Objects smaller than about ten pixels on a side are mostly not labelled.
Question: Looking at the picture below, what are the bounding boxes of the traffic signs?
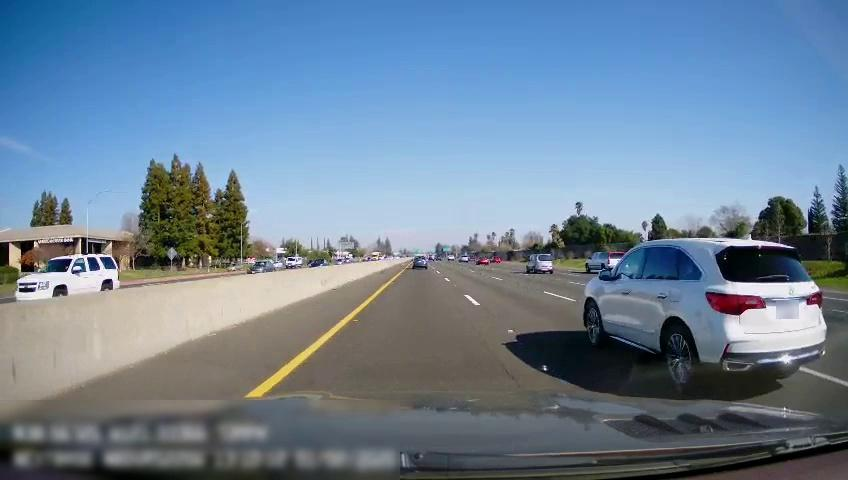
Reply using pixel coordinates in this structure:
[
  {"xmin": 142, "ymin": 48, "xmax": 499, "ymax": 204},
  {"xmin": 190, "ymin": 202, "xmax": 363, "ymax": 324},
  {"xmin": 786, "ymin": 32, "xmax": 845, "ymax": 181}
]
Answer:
[{"xmin": 440, "ymin": 247, "xmax": 453, "ymax": 253}]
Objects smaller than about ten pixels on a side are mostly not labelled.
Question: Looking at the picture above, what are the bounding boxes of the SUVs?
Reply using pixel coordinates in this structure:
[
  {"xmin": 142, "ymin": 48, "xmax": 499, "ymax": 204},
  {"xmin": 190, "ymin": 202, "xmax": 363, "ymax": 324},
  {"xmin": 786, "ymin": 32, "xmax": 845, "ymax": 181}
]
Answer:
[
  {"xmin": 583, "ymin": 251, "xmax": 627, "ymax": 275},
  {"xmin": 14, "ymin": 253, "xmax": 119, "ymax": 302},
  {"xmin": 581, "ymin": 237, "xmax": 829, "ymax": 395},
  {"xmin": 457, "ymin": 255, "xmax": 470, "ymax": 263}
]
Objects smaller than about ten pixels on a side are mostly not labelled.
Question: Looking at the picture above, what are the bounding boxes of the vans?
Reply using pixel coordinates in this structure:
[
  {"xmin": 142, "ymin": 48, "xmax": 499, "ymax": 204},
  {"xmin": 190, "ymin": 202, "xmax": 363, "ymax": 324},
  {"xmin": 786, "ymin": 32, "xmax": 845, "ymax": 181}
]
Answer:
[
  {"xmin": 525, "ymin": 253, "xmax": 555, "ymax": 274},
  {"xmin": 284, "ymin": 257, "xmax": 303, "ymax": 269}
]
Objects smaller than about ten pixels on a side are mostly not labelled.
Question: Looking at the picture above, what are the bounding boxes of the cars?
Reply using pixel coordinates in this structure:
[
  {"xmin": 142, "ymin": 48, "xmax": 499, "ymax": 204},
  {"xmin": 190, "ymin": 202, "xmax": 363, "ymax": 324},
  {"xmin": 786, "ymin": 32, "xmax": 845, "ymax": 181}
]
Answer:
[
  {"xmin": 412, "ymin": 255, "xmax": 430, "ymax": 270},
  {"xmin": 474, "ymin": 256, "xmax": 490, "ymax": 266},
  {"xmin": 490, "ymin": 256, "xmax": 504, "ymax": 264},
  {"xmin": 248, "ymin": 260, "xmax": 276, "ymax": 274},
  {"xmin": 308, "ymin": 258, "xmax": 328, "ymax": 269}
]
